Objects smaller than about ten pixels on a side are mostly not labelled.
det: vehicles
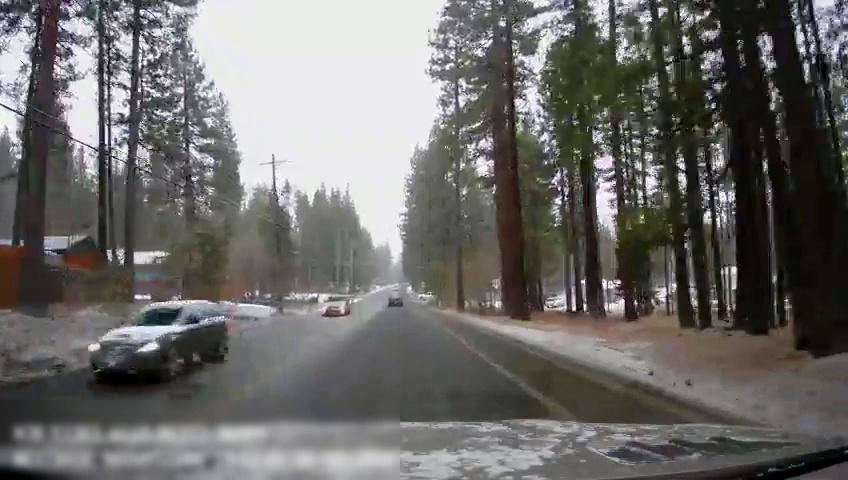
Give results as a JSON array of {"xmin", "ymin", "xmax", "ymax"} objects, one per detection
[
  {"xmin": 88, "ymin": 300, "xmax": 230, "ymax": 390},
  {"xmin": 321, "ymin": 294, "xmax": 353, "ymax": 319},
  {"xmin": 387, "ymin": 294, "xmax": 404, "ymax": 307},
  {"xmin": 417, "ymin": 290, "xmax": 434, "ymax": 304}
]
